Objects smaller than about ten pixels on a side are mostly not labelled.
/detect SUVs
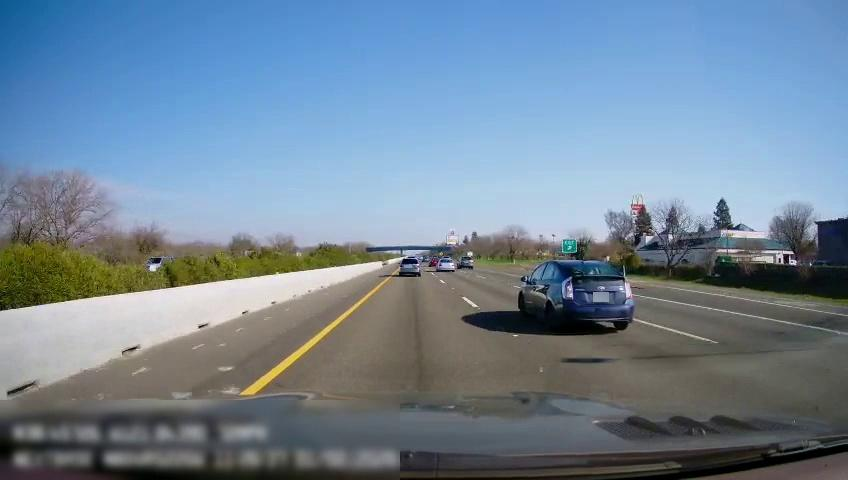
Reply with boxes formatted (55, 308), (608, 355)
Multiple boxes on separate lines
(456, 256), (475, 270)
(398, 257), (421, 276)
(141, 256), (175, 273)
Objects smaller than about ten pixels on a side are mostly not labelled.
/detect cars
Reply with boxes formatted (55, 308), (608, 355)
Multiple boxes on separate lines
(436, 257), (456, 273)
(428, 259), (438, 267)
(516, 260), (637, 332)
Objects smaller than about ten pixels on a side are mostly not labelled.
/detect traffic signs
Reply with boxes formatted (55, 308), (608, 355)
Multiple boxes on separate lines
(562, 238), (578, 253)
